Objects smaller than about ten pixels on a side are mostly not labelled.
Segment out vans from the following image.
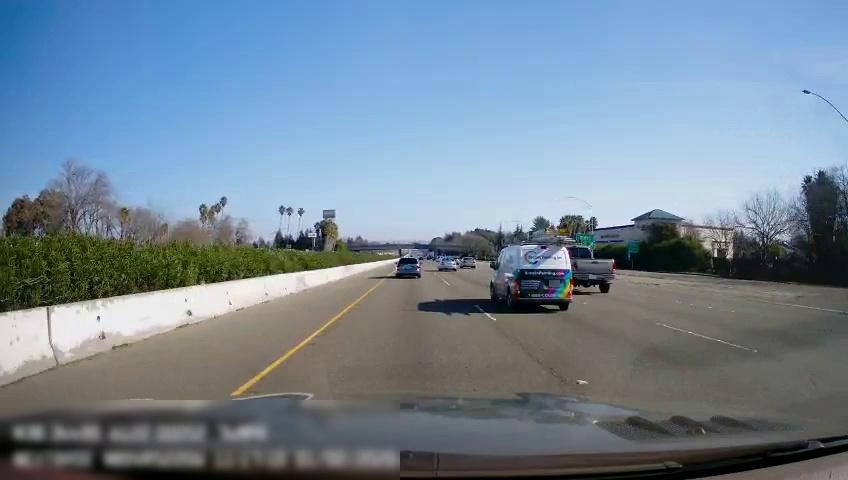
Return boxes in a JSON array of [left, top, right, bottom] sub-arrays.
[[487, 243, 574, 312]]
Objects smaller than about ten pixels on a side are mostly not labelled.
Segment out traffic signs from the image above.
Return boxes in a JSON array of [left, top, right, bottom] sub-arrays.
[[575, 232, 598, 250], [622, 239, 640, 254]]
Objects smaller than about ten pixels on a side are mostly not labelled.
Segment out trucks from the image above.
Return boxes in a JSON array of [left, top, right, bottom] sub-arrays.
[[566, 246, 617, 294]]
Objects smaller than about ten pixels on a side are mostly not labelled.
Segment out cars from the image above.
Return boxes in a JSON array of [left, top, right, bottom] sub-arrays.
[[460, 257, 476, 268], [393, 257, 421, 279], [438, 257, 457, 272]]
